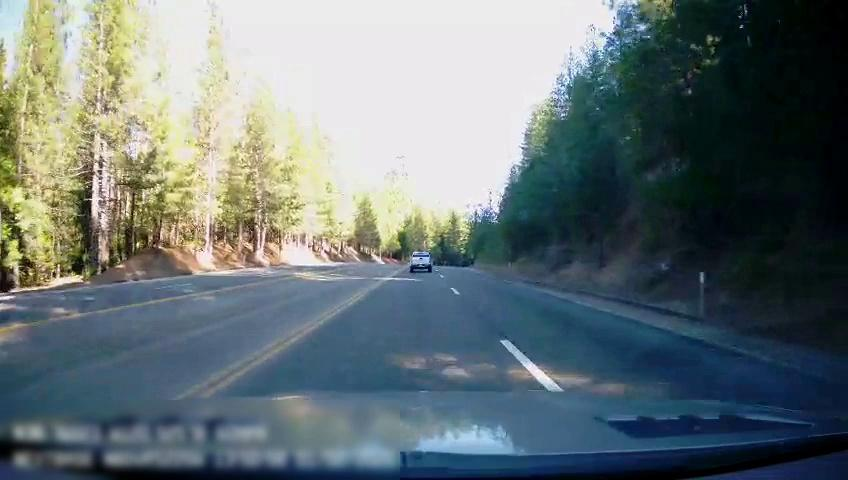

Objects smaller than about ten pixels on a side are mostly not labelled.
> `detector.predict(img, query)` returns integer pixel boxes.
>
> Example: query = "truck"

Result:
[409,251,433,273]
